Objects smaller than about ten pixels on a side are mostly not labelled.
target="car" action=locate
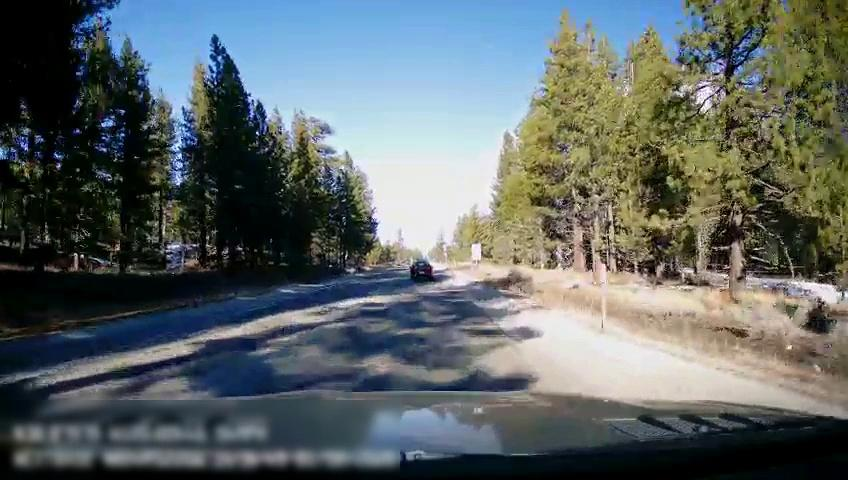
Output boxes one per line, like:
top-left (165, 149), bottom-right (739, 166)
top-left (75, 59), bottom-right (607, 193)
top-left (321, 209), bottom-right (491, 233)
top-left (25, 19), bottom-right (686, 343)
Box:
top-left (410, 259), bottom-right (433, 279)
